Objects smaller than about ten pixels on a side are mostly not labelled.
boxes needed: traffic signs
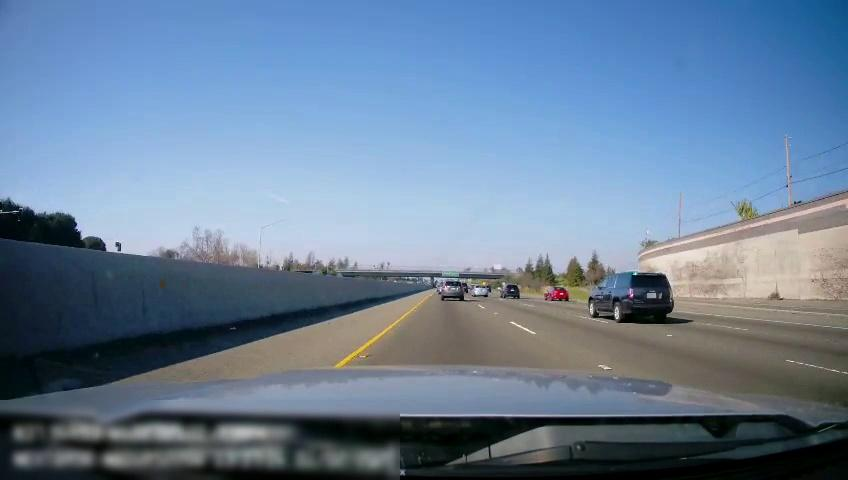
[441,271,460,278]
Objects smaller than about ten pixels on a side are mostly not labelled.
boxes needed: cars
[472,285,489,298]
[544,287,570,303]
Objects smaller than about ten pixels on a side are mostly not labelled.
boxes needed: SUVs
[500,283,521,299]
[440,281,465,301]
[588,272,674,323]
